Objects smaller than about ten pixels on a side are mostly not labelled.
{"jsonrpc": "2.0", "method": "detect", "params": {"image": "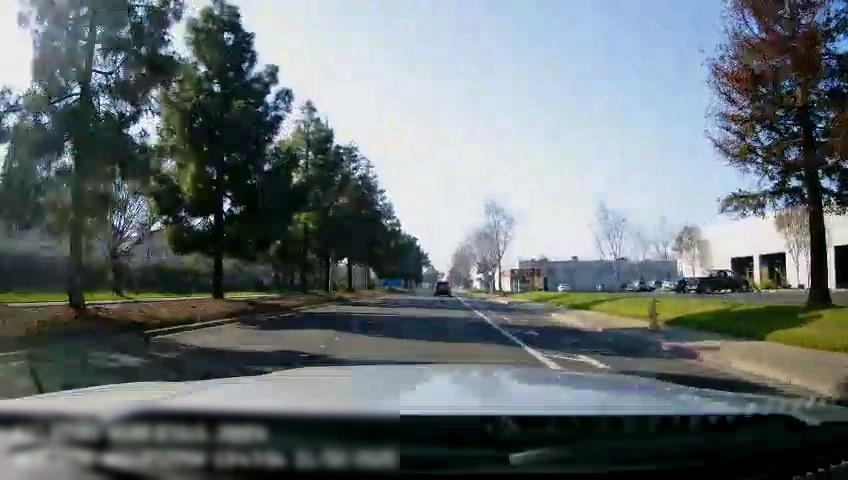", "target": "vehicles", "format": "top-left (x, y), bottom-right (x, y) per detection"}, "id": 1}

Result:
top-left (686, 269), bottom-right (751, 296)
top-left (671, 275), bottom-right (687, 296)
top-left (432, 281), bottom-right (451, 298)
